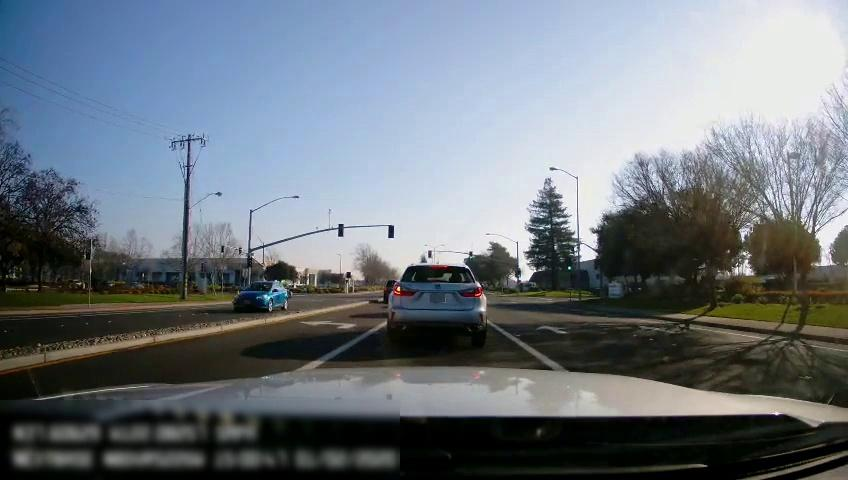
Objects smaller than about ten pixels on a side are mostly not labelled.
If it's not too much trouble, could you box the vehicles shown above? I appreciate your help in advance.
[382,279,403,304]
[232,279,288,314]
[384,263,488,348]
